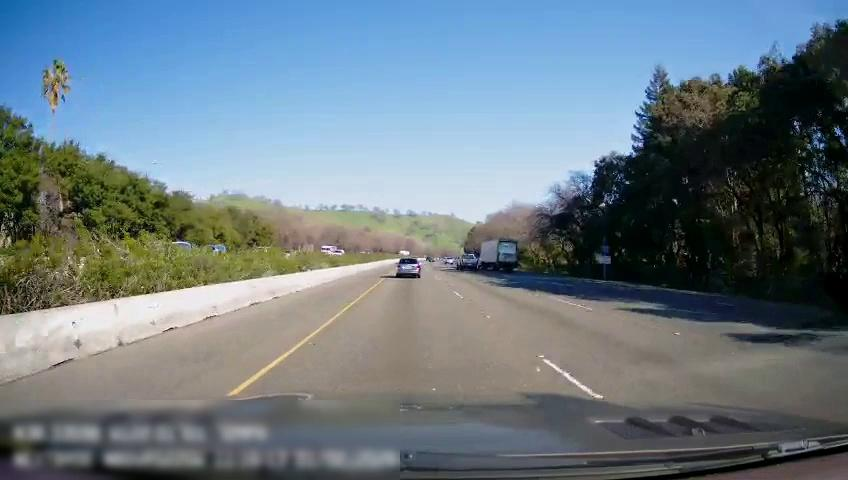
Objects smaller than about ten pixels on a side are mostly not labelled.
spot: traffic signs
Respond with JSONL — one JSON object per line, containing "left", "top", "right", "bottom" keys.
{"left": 602, "top": 244, "right": 609, "bottom": 256}
{"left": 596, "top": 255, "right": 612, "bottom": 265}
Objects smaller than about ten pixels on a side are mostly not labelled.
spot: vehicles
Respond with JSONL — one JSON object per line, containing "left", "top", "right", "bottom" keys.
{"left": 206, "top": 243, "right": 227, "bottom": 256}
{"left": 320, "top": 245, "right": 338, "bottom": 254}
{"left": 456, "top": 254, "right": 481, "bottom": 273}
{"left": 332, "top": 249, "right": 345, "bottom": 256}
{"left": 168, "top": 241, "right": 193, "bottom": 250}
{"left": 396, "top": 258, "right": 421, "bottom": 278}
{"left": 476, "top": 238, "right": 520, "bottom": 273}
{"left": 399, "top": 250, "right": 411, "bottom": 256}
